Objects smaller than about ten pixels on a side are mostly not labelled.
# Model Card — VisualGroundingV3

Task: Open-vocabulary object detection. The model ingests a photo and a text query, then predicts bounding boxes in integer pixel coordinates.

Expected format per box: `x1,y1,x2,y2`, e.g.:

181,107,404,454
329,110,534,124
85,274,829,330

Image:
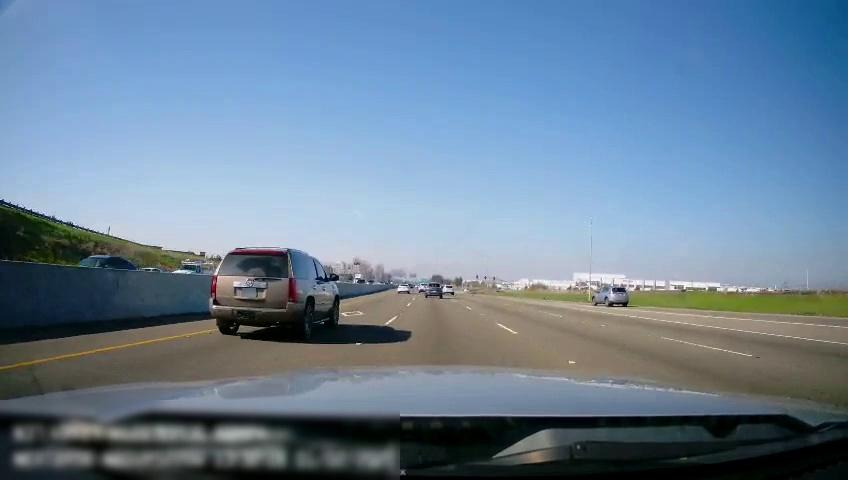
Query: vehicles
78,254,138,271
424,281,444,299
442,284,455,296
397,283,410,295
170,258,215,276
206,246,342,341
418,283,429,294
591,286,629,308
134,267,162,273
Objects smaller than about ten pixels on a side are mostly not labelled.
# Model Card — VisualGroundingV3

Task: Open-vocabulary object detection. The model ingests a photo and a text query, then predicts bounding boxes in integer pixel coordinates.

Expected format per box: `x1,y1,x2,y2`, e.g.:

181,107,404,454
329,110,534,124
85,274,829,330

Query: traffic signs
352,258,361,275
